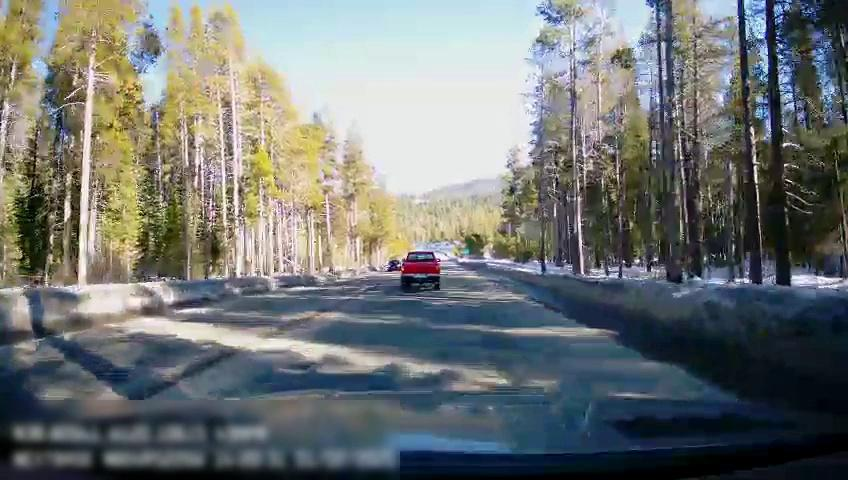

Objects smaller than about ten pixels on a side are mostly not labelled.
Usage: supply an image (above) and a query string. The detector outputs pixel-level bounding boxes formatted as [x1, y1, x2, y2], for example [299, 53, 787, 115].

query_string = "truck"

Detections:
[398, 249, 441, 293]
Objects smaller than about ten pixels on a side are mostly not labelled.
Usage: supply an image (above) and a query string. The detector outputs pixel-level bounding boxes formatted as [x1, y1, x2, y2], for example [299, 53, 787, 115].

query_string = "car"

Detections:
[387, 257, 401, 273]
